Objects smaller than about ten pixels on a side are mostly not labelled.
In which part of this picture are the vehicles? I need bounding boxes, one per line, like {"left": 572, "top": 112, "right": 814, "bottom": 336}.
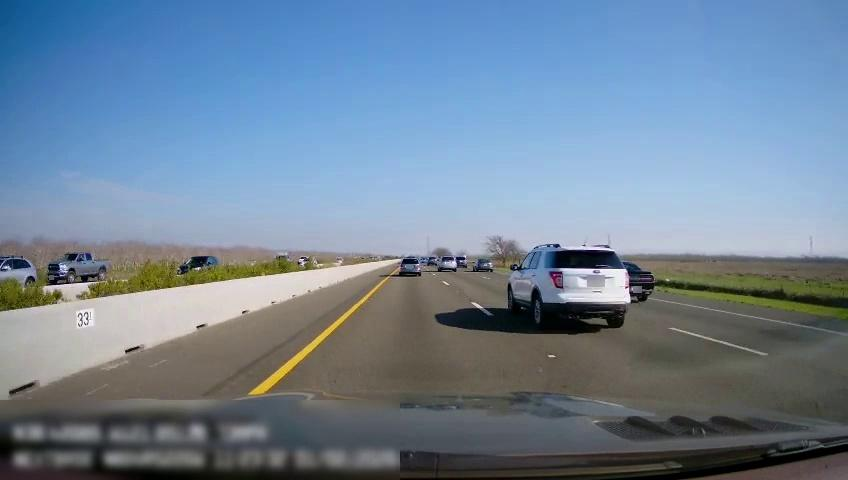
{"left": 47, "top": 252, "right": 112, "bottom": 286}
{"left": 178, "top": 255, "right": 222, "bottom": 275}
{"left": 622, "top": 261, "right": 656, "bottom": 302}
{"left": 506, "top": 242, "right": 631, "bottom": 329}
{"left": 0, "top": 255, "right": 37, "bottom": 289}
{"left": 471, "top": 258, "right": 495, "bottom": 273}
{"left": 398, "top": 257, "right": 423, "bottom": 277}
{"left": 455, "top": 255, "right": 469, "bottom": 267}
{"left": 426, "top": 256, "right": 438, "bottom": 266}
{"left": 437, "top": 255, "right": 458, "bottom": 272}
